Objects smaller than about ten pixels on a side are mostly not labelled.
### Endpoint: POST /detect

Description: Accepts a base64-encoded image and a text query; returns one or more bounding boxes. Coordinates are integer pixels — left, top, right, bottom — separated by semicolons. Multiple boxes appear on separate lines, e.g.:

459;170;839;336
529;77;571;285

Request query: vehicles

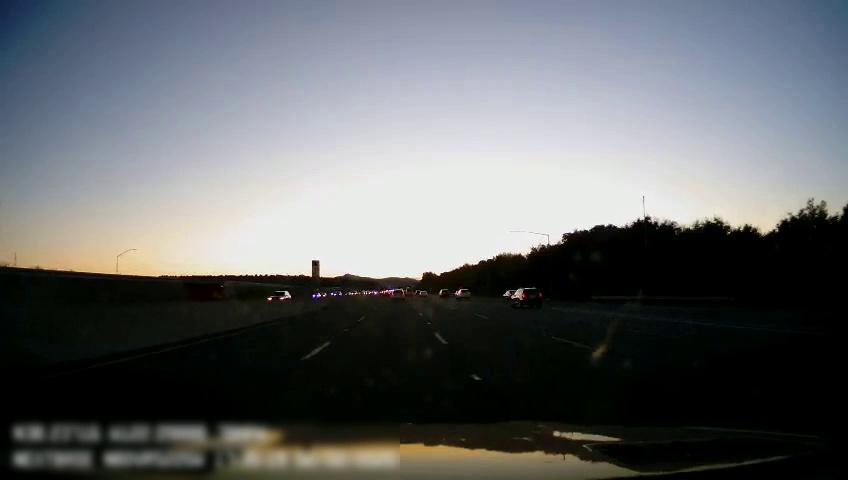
510;287;544;309
502;290;516;300
390;288;406;303
455;289;471;300
266;290;292;302
438;288;450;298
